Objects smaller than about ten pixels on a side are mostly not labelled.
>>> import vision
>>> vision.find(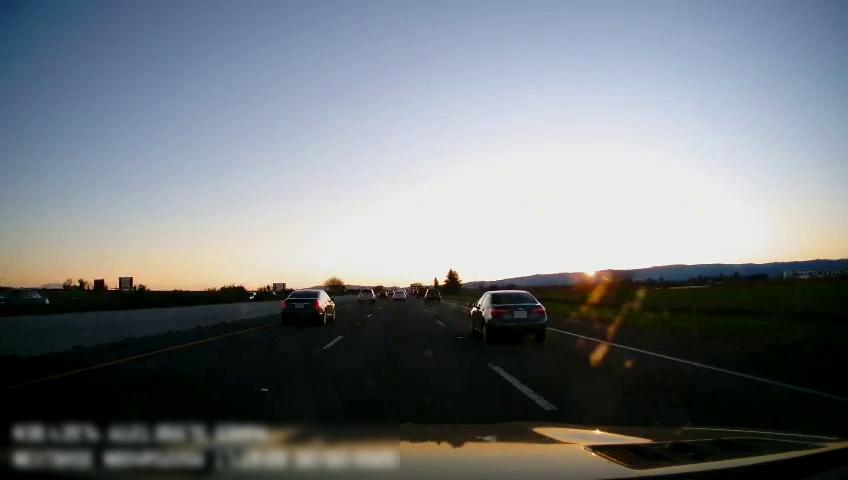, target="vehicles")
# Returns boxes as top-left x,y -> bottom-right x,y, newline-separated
357,287 -> 377,305
378,290 -> 388,299
423,288 -> 442,303
392,290 -> 405,301
409,283 -> 418,295
0,288 -> 50,308
280,289 -> 337,326
416,287 -> 428,300
466,289 -> 549,344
